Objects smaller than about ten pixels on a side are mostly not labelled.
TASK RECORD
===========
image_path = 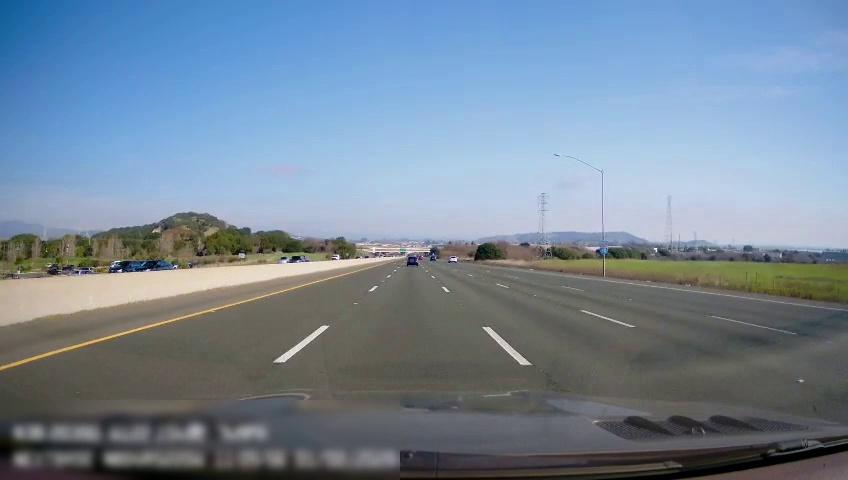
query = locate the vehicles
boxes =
[406,256,419,267]
[131,259,175,274]
[108,260,147,274]
[330,254,341,261]
[276,256,290,264]
[286,255,310,264]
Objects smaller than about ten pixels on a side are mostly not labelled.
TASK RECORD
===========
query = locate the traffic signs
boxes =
[599,239,609,255]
